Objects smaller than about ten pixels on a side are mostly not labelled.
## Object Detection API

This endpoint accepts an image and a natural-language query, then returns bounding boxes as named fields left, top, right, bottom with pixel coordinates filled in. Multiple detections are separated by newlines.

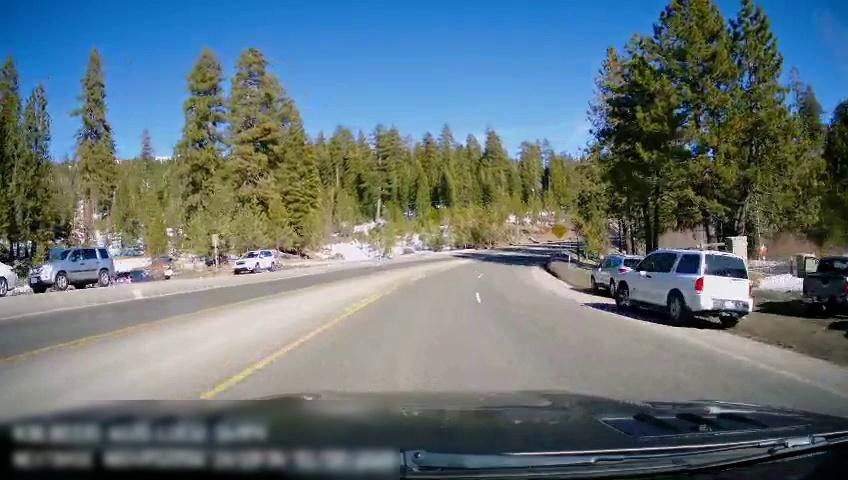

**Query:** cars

left=0, top=260, right=19, bottom=298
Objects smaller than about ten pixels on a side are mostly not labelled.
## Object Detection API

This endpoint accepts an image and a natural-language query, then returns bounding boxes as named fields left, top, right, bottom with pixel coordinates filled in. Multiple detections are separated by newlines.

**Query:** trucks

left=801, top=253, right=848, bottom=316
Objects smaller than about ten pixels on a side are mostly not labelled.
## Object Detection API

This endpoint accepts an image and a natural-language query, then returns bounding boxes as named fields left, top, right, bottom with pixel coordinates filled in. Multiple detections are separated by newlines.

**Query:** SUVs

left=27, top=246, right=115, bottom=294
left=613, top=247, right=754, bottom=328
left=231, top=249, right=276, bottom=275
left=589, top=254, right=643, bottom=298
